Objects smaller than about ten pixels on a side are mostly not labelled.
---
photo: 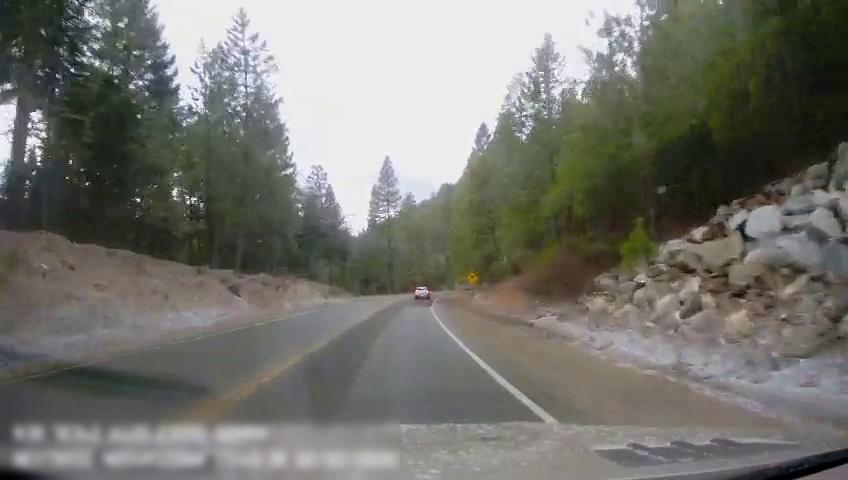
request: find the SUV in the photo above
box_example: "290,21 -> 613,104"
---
414,287 -> 430,300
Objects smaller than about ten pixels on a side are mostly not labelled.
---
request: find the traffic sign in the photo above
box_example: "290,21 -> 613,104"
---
467,272 -> 479,284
